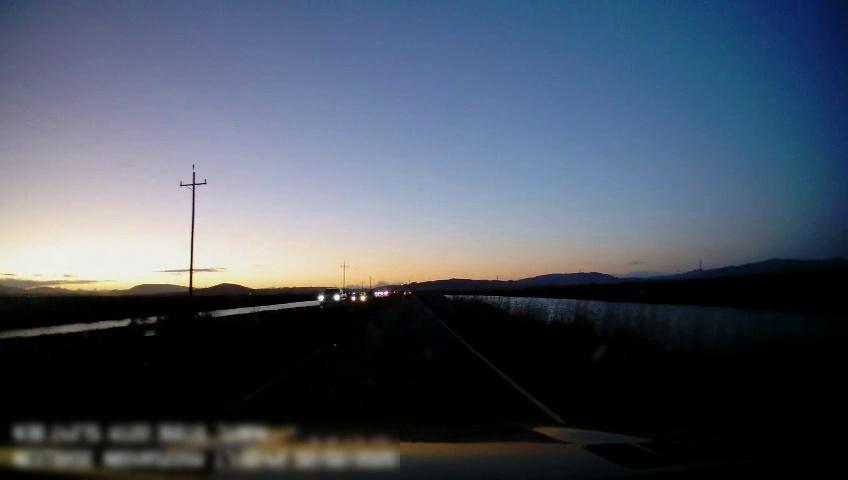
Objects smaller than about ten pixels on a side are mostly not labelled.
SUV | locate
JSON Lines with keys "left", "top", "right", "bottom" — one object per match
{"left": 318, "top": 287, "right": 343, "bottom": 308}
